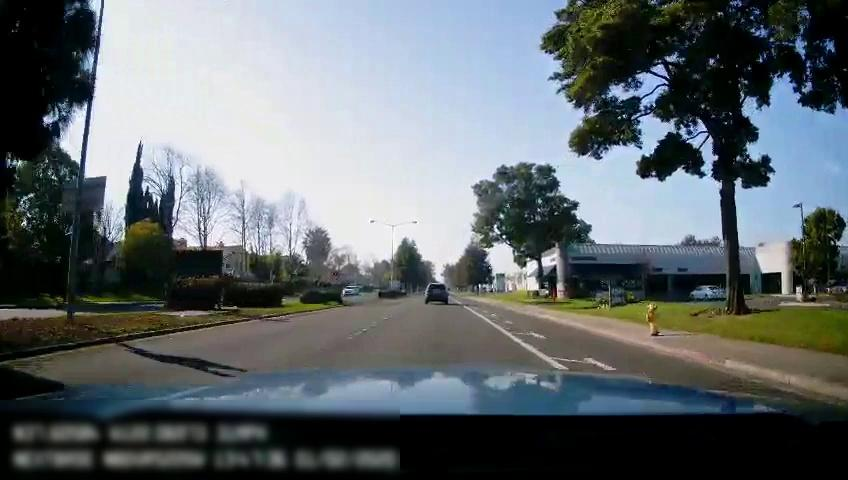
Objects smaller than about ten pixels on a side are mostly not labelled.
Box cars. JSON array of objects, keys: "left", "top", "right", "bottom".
[{"left": 690, "top": 285, "right": 726, "bottom": 302}]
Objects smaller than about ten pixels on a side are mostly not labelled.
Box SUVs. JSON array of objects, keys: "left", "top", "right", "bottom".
[
  {"left": 424, "top": 283, "right": 451, "bottom": 305},
  {"left": 342, "top": 285, "right": 359, "bottom": 297}
]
